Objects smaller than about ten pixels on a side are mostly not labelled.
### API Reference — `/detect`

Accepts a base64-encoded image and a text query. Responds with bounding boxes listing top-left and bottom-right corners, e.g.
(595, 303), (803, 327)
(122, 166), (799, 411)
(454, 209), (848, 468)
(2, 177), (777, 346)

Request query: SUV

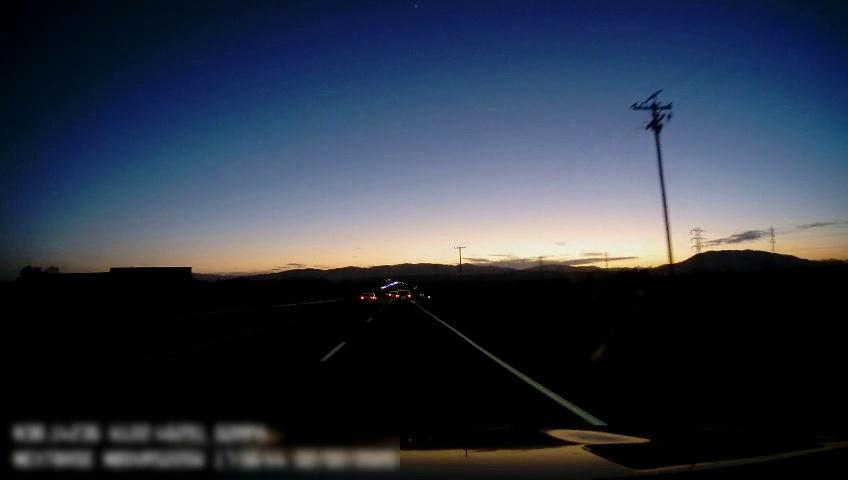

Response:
(395, 289), (412, 305)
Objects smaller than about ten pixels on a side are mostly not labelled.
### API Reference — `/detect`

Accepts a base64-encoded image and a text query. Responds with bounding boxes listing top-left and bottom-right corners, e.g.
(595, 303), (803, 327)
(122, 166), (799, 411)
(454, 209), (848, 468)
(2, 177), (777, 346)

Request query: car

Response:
(359, 292), (378, 305)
